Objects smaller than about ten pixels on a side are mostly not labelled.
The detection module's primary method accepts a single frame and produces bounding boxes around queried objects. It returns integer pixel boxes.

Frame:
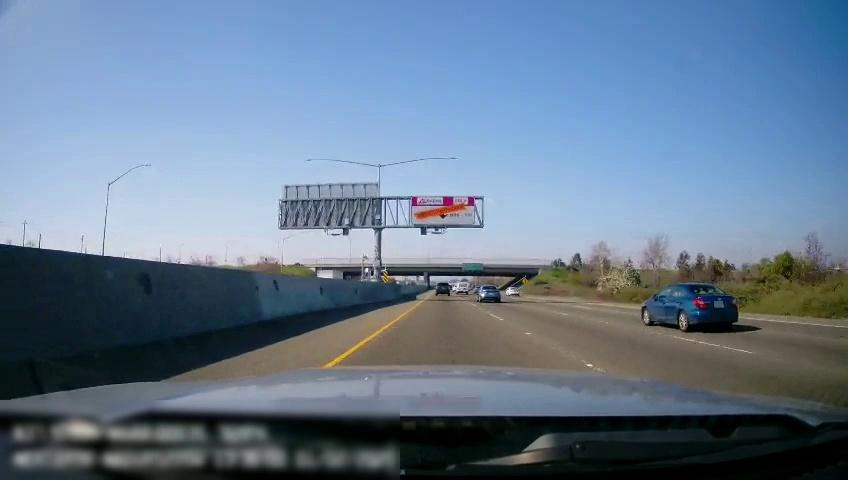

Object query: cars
[477,283,501,303]
[640,281,739,333]
[505,286,520,297]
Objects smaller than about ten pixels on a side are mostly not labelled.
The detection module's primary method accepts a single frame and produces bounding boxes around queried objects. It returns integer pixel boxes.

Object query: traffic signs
[463,262,484,272]
[384,271,389,284]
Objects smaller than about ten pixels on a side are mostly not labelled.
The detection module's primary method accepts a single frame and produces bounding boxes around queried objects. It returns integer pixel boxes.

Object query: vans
[456,281,468,295]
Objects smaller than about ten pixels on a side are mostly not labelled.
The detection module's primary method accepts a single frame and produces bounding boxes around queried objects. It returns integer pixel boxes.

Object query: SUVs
[435,281,452,297]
